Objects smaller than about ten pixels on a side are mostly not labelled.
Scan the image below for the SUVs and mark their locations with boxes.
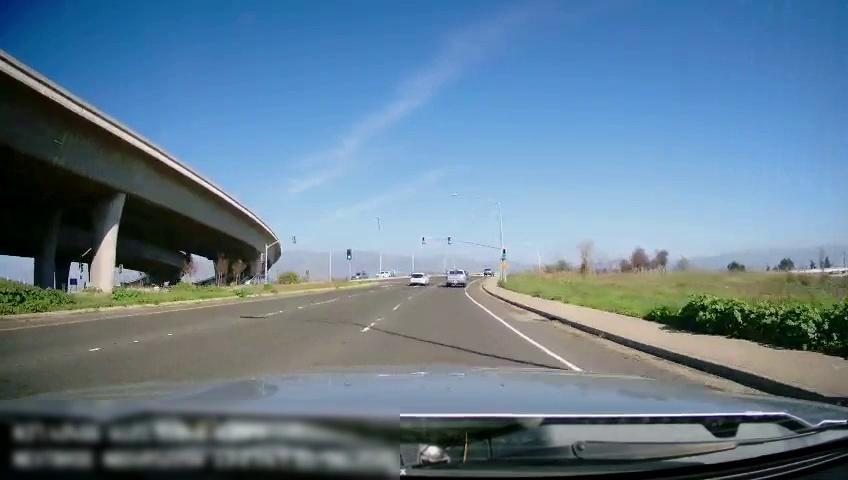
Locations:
[375,271,391,279]
[350,272,368,280]
[409,272,430,287]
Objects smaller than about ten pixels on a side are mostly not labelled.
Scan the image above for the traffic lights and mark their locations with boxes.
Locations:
[421,234,426,246]
[345,248,354,263]
[448,236,452,246]
[290,231,297,245]
[502,248,507,260]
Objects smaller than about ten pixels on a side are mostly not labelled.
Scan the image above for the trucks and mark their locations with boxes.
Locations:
[447,269,466,287]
